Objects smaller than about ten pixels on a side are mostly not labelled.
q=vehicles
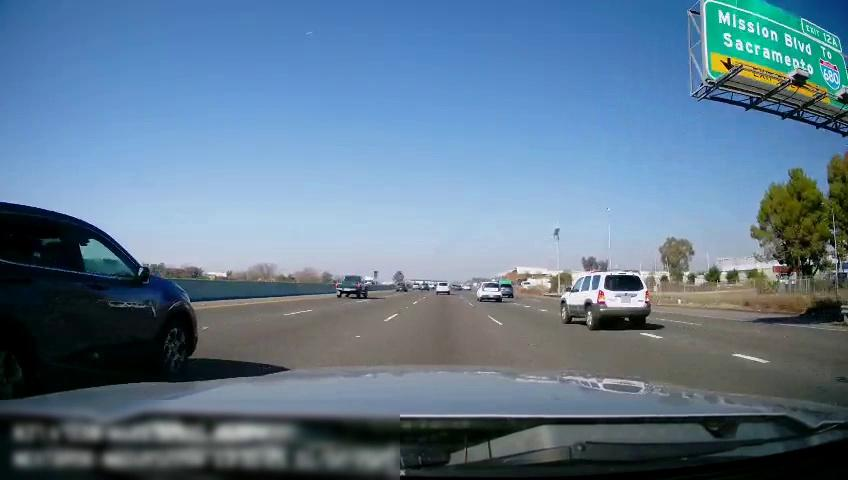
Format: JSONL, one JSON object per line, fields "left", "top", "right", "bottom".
{"left": 436, "top": 282, "right": 451, "bottom": 296}
{"left": 513, "top": 277, "right": 533, "bottom": 289}
{"left": 0, "top": 201, "right": 200, "bottom": 402}
{"left": 476, "top": 282, "right": 503, "bottom": 303}
{"left": 559, "top": 270, "right": 652, "bottom": 331}
{"left": 395, "top": 282, "right": 409, "bottom": 292}
{"left": 497, "top": 284, "right": 514, "bottom": 299}
{"left": 336, "top": 275, "right": 369, "bottom": 299}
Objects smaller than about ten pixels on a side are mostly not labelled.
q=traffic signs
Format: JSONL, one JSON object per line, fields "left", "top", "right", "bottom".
{"left": 701, "top": 0, "right": 848, "bottom": 120}
{"left": 498, "top": 278, "right": 511, "bottom": 285}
